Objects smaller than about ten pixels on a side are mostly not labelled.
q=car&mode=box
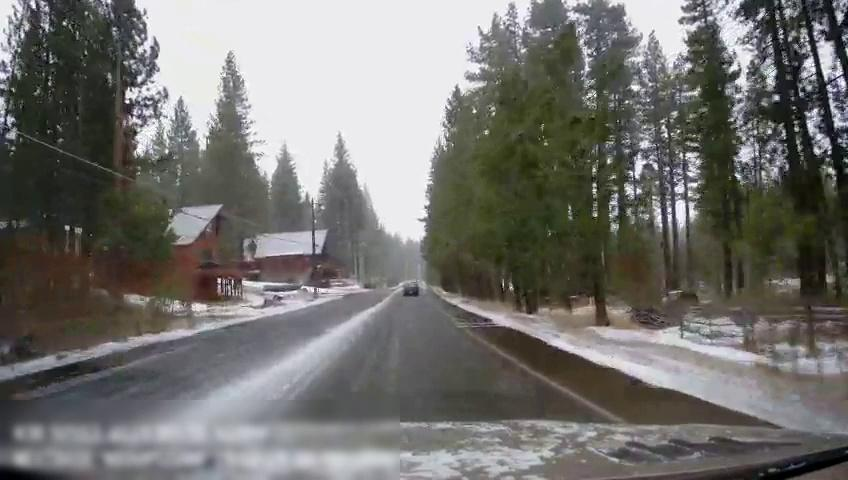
[403,283,420,297]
